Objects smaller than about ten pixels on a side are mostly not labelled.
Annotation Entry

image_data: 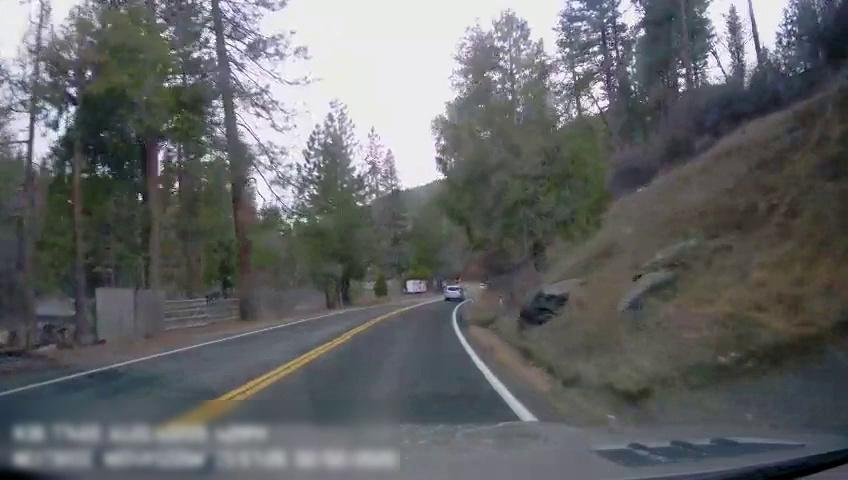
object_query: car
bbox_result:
[444,285,464,302]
